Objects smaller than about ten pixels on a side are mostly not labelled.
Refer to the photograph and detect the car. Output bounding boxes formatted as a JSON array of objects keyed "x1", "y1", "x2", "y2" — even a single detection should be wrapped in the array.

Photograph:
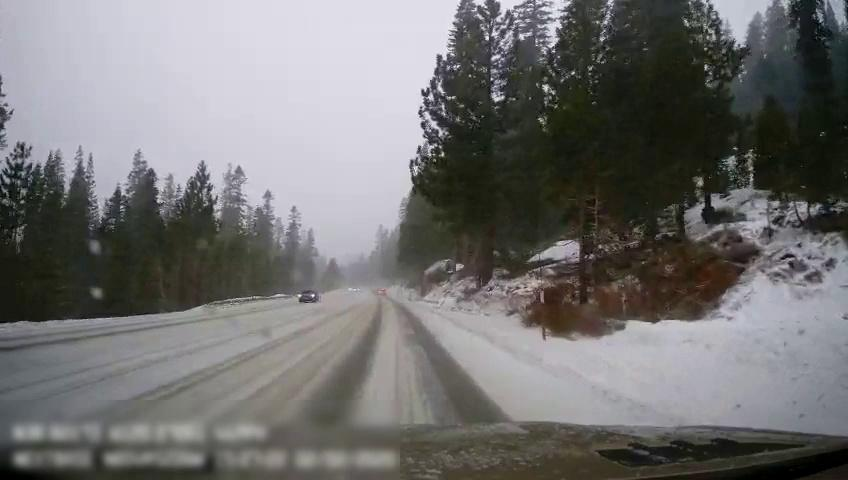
[{"x1": 298, "y1": 289, "x2": 319, "y2": 303}]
